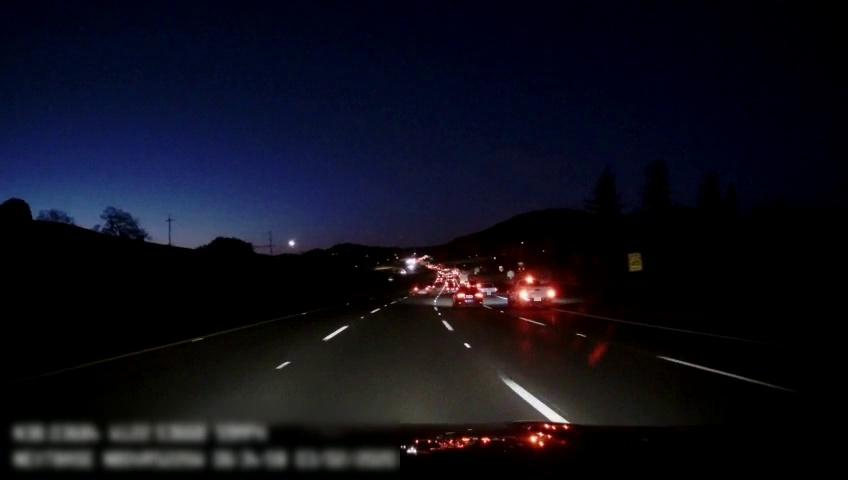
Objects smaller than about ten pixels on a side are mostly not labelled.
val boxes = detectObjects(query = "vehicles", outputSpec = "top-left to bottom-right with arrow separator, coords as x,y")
413,282 -> 431,298
452,286 -> 483,309
507,279 -> 550,309
446,282 -> 458,294
482,282 -> 497,297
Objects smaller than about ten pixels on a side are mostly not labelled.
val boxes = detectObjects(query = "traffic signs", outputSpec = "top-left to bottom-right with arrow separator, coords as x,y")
627,252 -> 643,272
